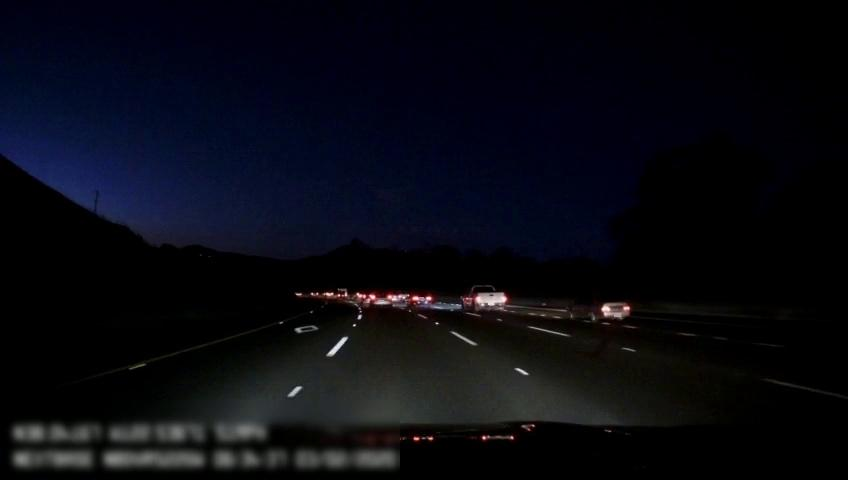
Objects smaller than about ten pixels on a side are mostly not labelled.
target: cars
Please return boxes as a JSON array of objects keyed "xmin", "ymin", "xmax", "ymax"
[
  {"xmin": 406, "ymin": 292, "xmax": 433, "ymax": 312},
  {"xmin": 567, "ymin": 293, "xmax": 631, "ymax": 323}
]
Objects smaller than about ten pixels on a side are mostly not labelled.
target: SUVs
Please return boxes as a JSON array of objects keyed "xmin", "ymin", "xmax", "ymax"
[{"xmin": 369, "ymin": 291, "xmax": 393, "ymax": 310}]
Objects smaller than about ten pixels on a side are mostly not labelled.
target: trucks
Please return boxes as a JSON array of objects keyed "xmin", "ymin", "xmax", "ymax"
[{"xmin": 461, "ymin": 285, "xmax": 507, "ymax": 317}]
